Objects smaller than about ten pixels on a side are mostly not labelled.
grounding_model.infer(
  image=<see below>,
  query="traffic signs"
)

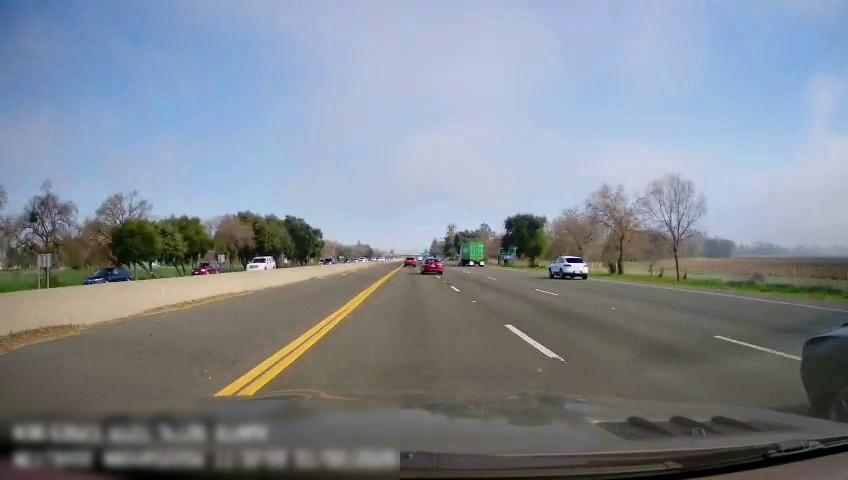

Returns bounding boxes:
[497,245,517,260]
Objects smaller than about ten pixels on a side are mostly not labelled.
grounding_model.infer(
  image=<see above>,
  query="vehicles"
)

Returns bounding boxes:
[799,322,848,423]
[245,256,277,271]
[420,258,444,275]
[547,256,591,280]
[321,258,337,266]
[191,261,222,276]
[81,266,134,285]
[459,242,485,267]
